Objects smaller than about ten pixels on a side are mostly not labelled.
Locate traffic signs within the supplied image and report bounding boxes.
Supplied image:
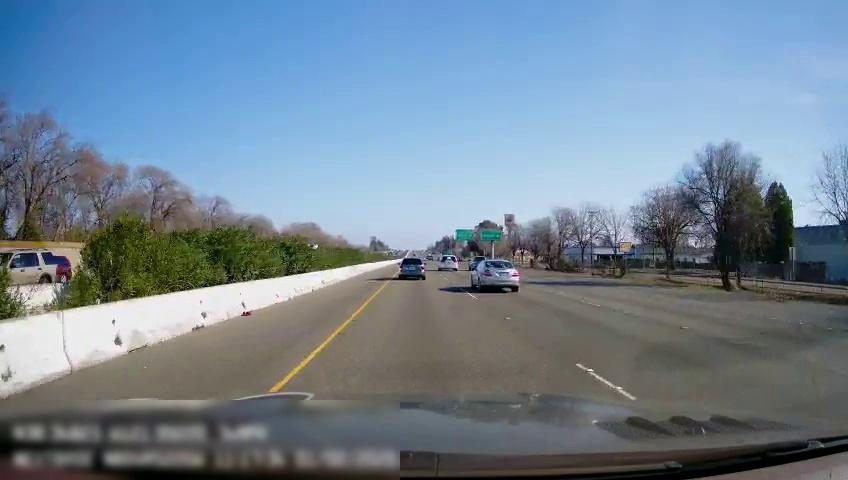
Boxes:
[456,229,475,240]
[481,229,502,241]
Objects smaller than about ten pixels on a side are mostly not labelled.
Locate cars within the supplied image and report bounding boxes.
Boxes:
[40,250,73,283]
[438,255,459,272]
[397,258,428,281]
[471,259,520,292]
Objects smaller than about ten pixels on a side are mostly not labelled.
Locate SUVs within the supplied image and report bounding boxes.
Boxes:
[0,250,57,286]
[468,256,485,271]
